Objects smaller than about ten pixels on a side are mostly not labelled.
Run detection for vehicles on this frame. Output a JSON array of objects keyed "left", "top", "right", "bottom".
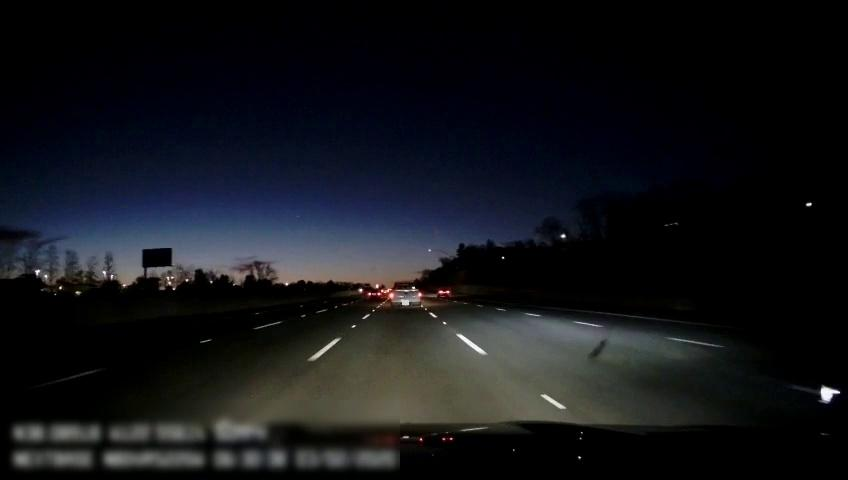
[
  {"left": 366, "top": 288, "right": 386, "bottom": 302},
  {"left": 435, "top": 288, "right": 451, "bottom": 300},
  {"left": 388, "top": 287, "right": 423, "bottom": 315},
  {"left": 816, "top": 378, "right": 848, "bottom": 428}
]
